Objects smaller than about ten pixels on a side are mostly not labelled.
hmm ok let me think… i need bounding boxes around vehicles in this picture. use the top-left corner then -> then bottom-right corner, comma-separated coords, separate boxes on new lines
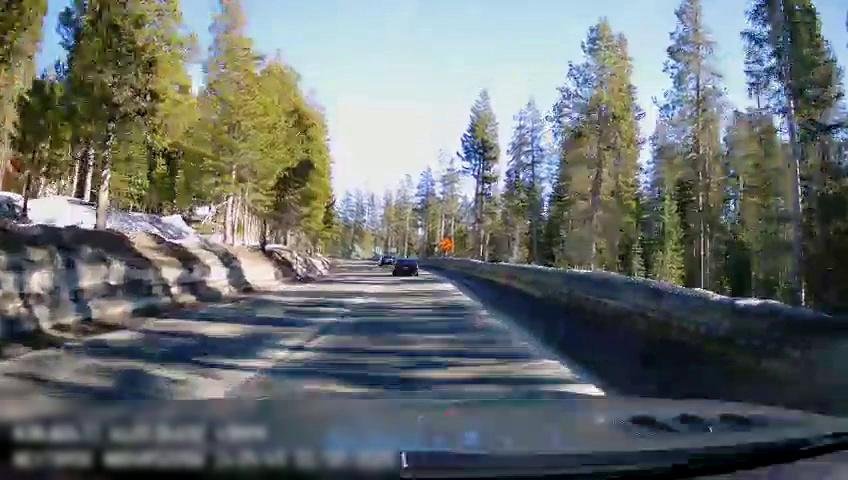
375,256 -> 395,267
392,256 -> 420,277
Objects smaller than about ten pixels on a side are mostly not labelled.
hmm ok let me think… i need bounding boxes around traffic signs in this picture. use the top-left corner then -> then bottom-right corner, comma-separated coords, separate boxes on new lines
438,237 -> 453,251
